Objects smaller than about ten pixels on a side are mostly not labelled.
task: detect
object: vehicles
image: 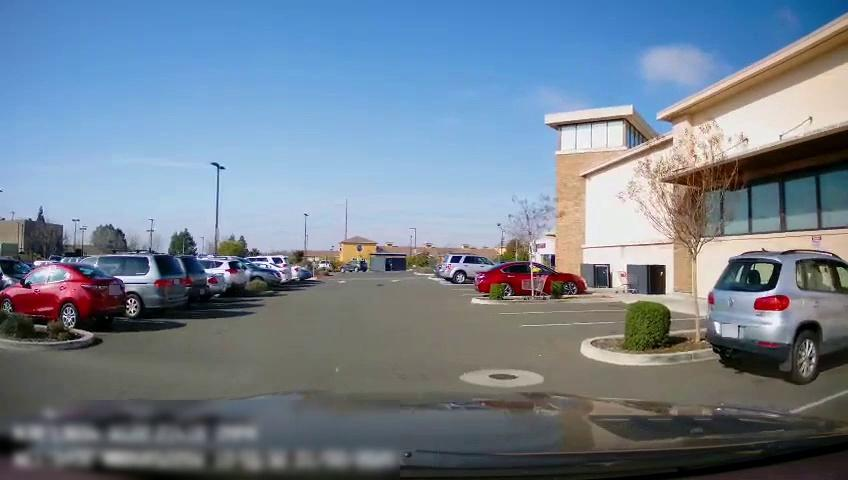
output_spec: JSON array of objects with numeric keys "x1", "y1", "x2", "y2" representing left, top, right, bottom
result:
[
  {"x1": 0, "y1": 255, "x2": 33, "y2": 289},
  {"x1": 707, "y1": 249, "x2": 848, "y2": 384},
  {"x1": 250, "y1": 255, "x2": 294, "y2": 279},
  {"x1": 199, "y1": 258, "x2": 249, "y2": 288},
  {"x1": 238, "y1": 257, "x2": 281, "y2": 285},
  {"x1": 293, "y1": 266, "x2": 304, "y2": 285},
  {"x1": 439, "y1": 254, "x2": 496, "y2": 284},
  {"x1": 259, "y1": 264, "x2": 291, "y2": 283},
  {"x1": 474, "y1": 261, "x2": 587, "y2": 296},
  {"x1": 207, "y1": 273, "x2": 226, "y2": 295},
  {"x1": 339, "y1": 257, "x2": 368, "y2": 273},
  {"x1": 0, "y1": 263, "x2": 128, "y2": 329},
  {"x1": 82, "y1": 250, "x2": 192, "y2": 320},
  {"x1": 319, "y1": 259, "x2": 333, "y2": 271},
  {"x1": 180, "y1": 256, "x2": 210, "y2": 299},
  {"x1": 301, "y1": 268, "x2": 313, "y2": 281}
]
